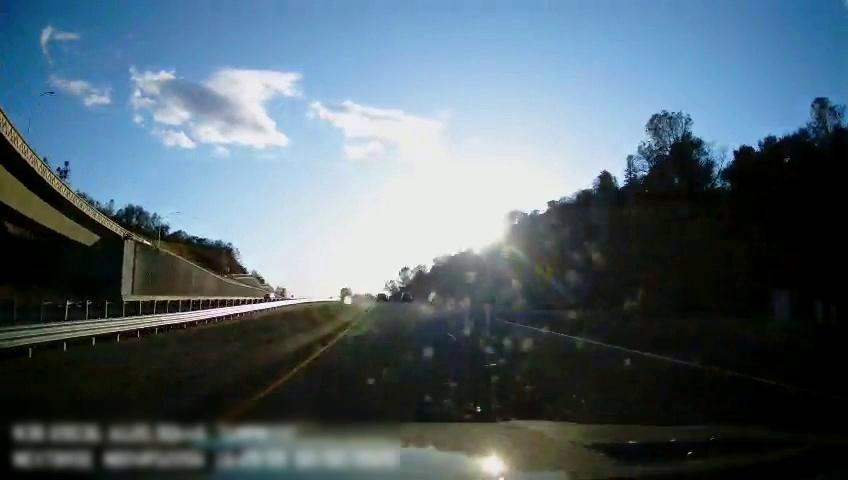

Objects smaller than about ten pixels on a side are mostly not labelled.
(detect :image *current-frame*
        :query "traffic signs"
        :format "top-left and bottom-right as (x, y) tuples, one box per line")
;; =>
(534, 260), (556, 282)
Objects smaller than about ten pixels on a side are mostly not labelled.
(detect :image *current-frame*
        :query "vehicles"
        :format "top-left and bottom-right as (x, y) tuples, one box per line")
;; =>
(399, 292), (413, 304)
(376, 292), (388, 302)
